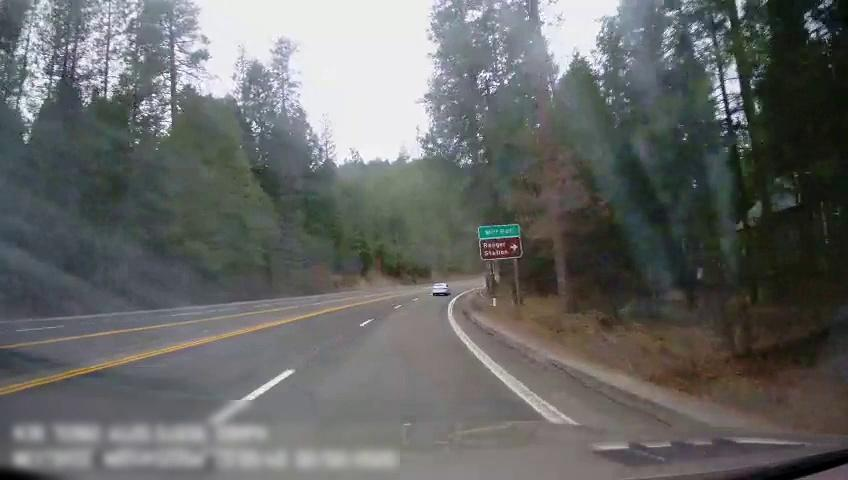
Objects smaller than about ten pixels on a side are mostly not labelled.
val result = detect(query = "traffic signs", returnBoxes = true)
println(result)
[479,236,523,260]
[478,224,521,240]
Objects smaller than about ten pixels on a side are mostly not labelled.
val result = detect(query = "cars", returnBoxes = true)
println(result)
[431,282,451,297]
